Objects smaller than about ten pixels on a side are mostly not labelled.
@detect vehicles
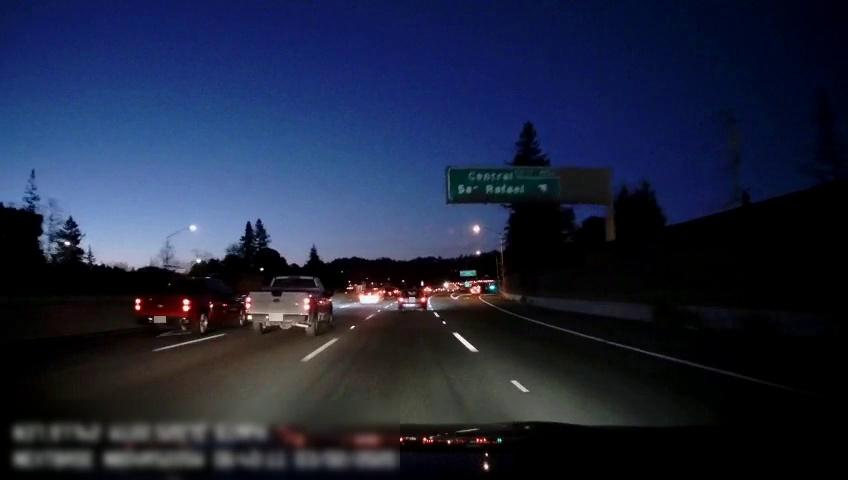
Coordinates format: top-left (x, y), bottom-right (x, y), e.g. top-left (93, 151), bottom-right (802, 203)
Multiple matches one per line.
top-left (344, 284), bottom-right (363, 295)
top-left (383, 286), bottom-right (400, 298)
top-left (134, 277), bottom-right (247, 337)
top-left (245, 276), bottom-right (334, 336)
top-left (398, 288), bottom-right (427, 312)
top-left (360, 289), bottom-right (383, 304)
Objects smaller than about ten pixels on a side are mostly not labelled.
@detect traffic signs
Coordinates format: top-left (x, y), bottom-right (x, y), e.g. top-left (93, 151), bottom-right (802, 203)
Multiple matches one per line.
top-left (460, 270), bottom-right (477, 277)
top-left (448, 166), bottom-right (560, 202)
